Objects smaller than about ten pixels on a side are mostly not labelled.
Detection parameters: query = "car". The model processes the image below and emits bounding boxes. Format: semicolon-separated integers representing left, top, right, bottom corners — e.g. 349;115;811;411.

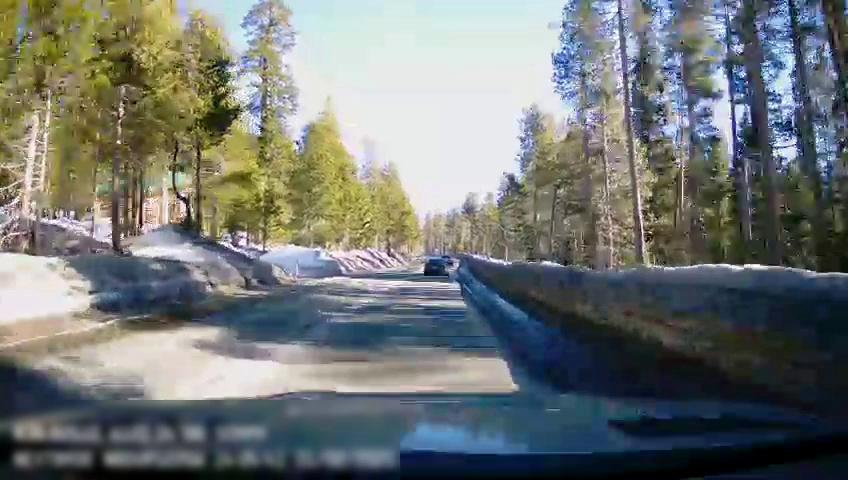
423;255;451;275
